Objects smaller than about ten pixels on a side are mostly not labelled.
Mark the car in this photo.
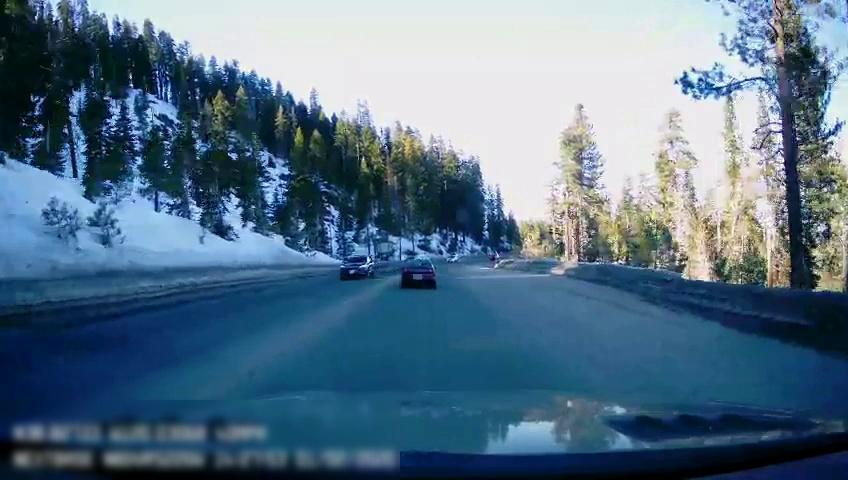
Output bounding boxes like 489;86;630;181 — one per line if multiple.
399;258;440;290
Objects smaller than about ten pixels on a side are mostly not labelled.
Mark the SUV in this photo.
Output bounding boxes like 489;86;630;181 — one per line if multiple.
340;254;376;279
